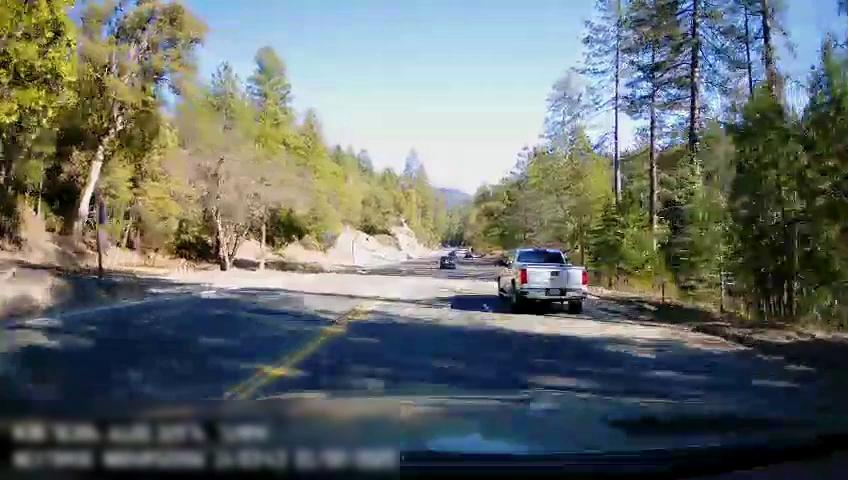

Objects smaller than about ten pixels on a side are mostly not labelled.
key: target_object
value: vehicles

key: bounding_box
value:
[496,247,589,312]
[439,255,457,269]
